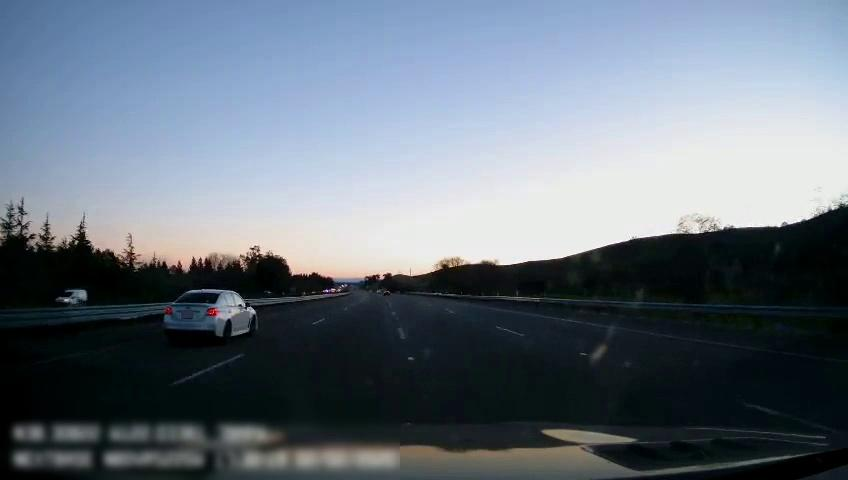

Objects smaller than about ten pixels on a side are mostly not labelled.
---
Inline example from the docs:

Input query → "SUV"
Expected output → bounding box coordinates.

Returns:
[54,288,89,308]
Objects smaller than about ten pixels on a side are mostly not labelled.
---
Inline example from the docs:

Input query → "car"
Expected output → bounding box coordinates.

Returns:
[162,289,257,349]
